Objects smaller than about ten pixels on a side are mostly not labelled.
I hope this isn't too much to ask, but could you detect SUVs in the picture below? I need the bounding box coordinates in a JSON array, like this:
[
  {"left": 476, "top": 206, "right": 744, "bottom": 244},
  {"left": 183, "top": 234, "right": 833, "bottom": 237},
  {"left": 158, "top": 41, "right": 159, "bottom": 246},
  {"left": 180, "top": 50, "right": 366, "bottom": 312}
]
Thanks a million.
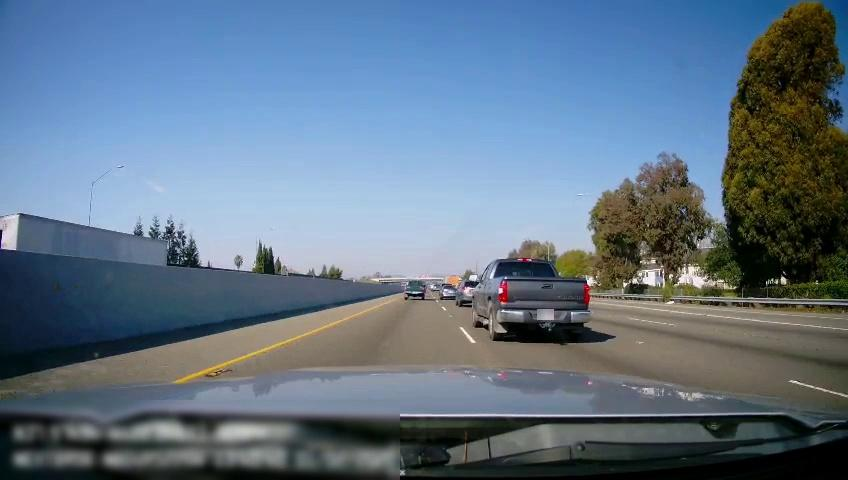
[{"left": 455, "top": 279, "right": 482, "bottom": 308}]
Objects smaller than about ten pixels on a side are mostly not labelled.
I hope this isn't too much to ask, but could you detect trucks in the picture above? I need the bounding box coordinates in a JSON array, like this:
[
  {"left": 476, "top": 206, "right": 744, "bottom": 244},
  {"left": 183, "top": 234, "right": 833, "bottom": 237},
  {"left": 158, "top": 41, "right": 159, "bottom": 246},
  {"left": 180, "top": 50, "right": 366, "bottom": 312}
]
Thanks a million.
[
  {"left": 470, "top": 258, "right": 593, "bottom": 342},
  {"left": 0, "top": 212, "right": 169, "bottom": 267},
  {"left": 403, "top": 279, "right": 426, "bottom": 301}
]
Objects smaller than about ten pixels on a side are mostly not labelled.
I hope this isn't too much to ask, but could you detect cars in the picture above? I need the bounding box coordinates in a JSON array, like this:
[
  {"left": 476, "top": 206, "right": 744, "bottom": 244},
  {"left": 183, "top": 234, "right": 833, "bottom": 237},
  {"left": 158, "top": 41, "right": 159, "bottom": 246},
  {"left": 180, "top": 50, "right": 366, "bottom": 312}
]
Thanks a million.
[{"left": 439, "top": 284, "right": 456, "bottom": 300}]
